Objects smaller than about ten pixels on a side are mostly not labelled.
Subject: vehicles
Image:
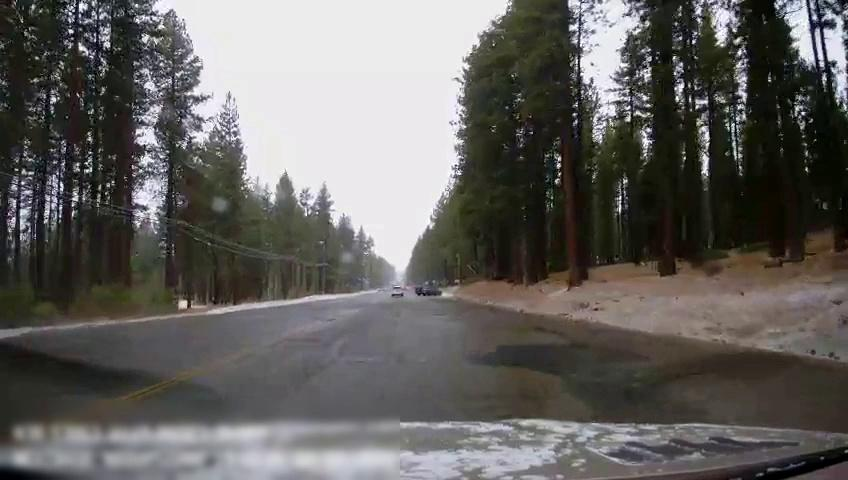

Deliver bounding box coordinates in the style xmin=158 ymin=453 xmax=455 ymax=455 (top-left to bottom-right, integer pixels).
xmin=415 ymin=287 xmax=424 ymax=297
xmin=391 ymin=285 xmax=406 ymax=298
xmin=423 ymin=286 xmax=444 ymax=296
